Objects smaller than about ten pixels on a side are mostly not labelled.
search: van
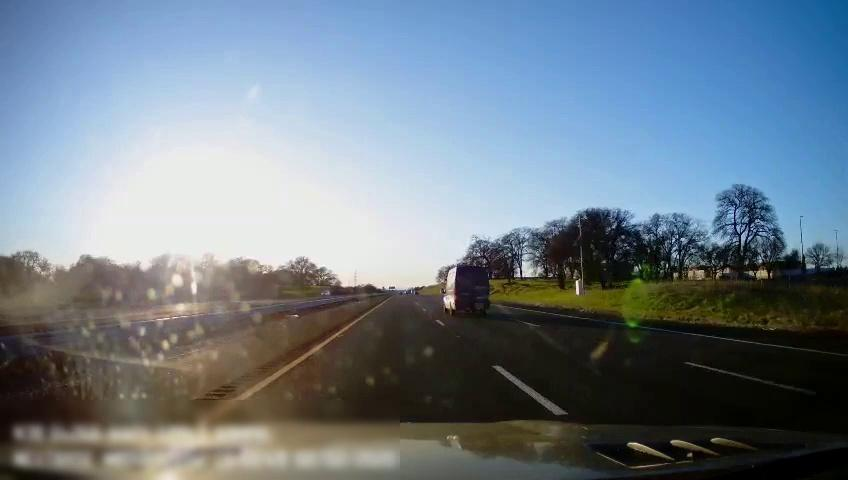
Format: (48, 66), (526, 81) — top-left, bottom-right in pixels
(440, 265), (491, 317)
